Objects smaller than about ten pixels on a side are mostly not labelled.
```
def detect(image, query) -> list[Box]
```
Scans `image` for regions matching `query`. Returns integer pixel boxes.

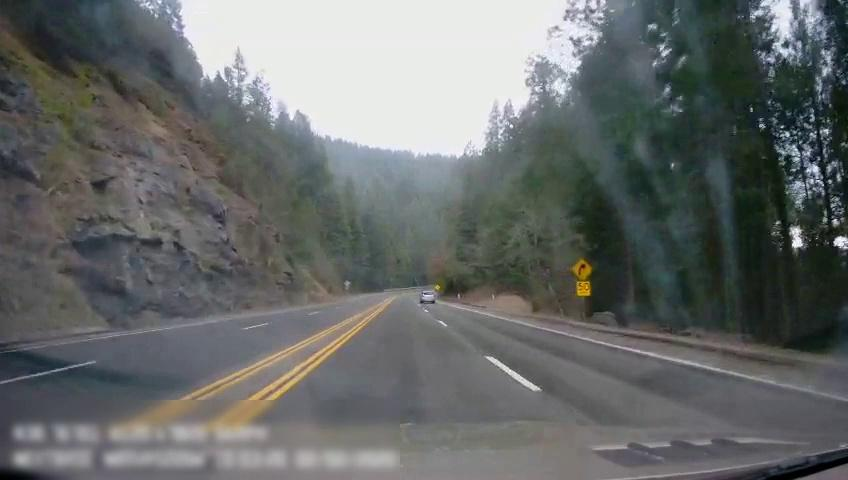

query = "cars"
[420,290,436,304]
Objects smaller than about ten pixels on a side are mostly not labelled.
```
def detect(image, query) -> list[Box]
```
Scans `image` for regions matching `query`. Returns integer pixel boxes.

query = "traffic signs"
[570,258,594,279]
[576,280,591,296]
